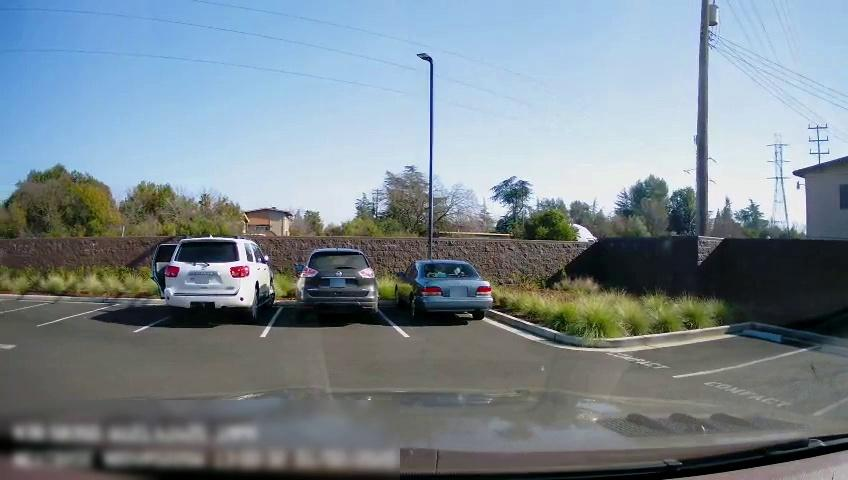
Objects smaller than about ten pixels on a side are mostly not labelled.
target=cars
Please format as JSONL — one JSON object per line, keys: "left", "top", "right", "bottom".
{"left": 394, "top": 259, "right": 494, "bottom": 321}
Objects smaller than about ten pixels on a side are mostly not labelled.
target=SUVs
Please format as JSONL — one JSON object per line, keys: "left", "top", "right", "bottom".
{"left": 151, "top": 238, "right": 276, "bottom": 324}
{"left": 295, "top": 248, "right": 378, "bottom": 324}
